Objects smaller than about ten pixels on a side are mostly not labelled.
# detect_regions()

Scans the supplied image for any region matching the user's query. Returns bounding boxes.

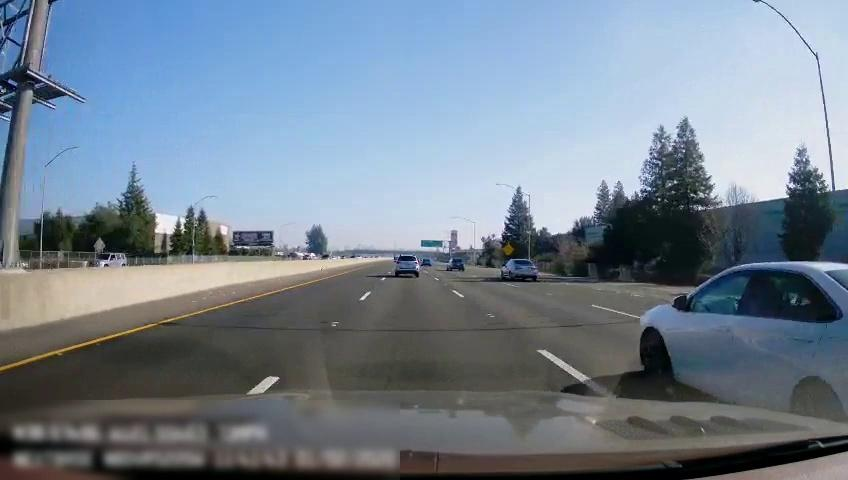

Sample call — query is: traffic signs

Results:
[420,239,443,248]
[502,243,514,256]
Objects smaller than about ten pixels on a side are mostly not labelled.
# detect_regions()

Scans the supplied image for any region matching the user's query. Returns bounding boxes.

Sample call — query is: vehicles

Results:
[637,261,848,422]
[500,258,538,282]
[446,257,465,271]
[421,259,432,267]
[393,256,420,278]
[88,252,128,268]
